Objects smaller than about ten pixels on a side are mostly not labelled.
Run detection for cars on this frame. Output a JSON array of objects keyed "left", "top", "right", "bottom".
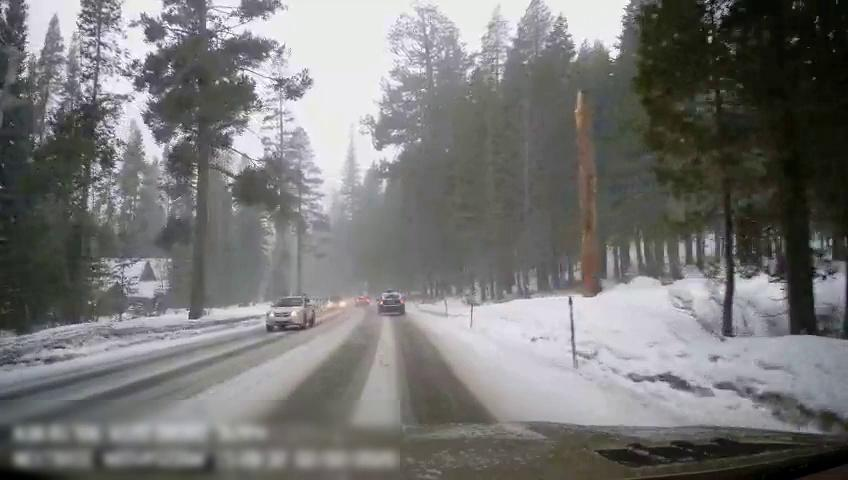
[{"left": 353, "top": 295, "right": 371, "bottom": 308}]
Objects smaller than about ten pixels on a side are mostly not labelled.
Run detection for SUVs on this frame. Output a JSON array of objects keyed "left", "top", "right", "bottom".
[
  {"left": 376, "top": 289, "right": 406, "bottom": 316},
  {"left": 265, "top": 295, "right": 317, "bottom": 333}
]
